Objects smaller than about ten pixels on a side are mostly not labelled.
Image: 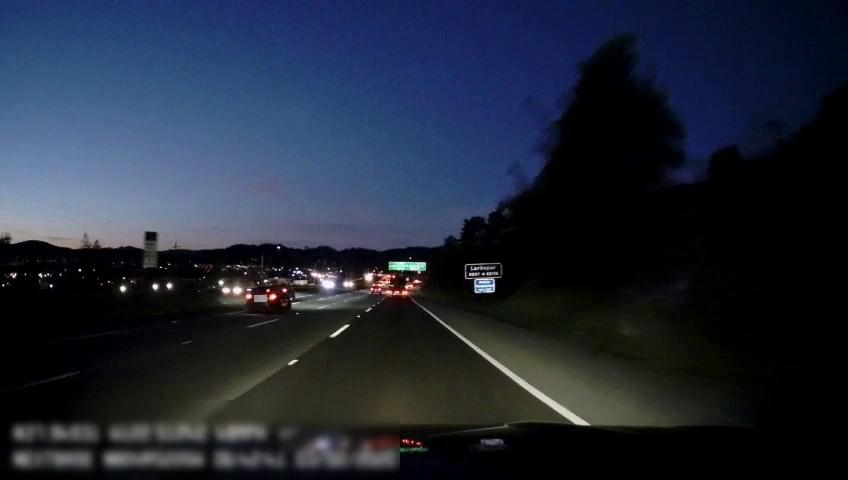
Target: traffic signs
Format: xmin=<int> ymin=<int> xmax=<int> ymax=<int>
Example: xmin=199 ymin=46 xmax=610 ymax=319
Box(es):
xmin=474 ymin=279 xmax=496 ymax=294
xmin=464 ymin=262 xmax=502 ymax=279
xmin=143 ymin=230 xmax=159 ymax=269
xmin=390 ymin=260 xmax=425 ymax=271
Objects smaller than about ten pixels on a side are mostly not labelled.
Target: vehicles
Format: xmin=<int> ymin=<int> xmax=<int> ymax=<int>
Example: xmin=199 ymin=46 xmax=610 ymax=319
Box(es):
xmin=277 ymin=282 xmax=297 ymax=302
xmin=384 ymin=272 xmax=410 ymax=299
xmin=246 ymin=285 xmax=292 ymax=315
xmin=370 ymin=284 xmax=382 ymax=295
